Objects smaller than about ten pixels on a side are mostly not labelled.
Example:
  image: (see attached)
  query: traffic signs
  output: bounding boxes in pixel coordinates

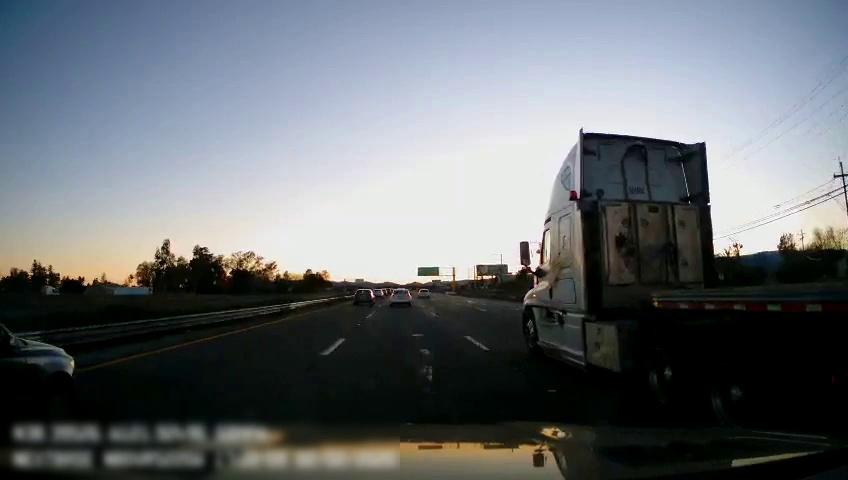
[416,266,439,277]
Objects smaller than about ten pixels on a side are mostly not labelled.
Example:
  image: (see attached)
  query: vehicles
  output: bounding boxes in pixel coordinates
[519,124,848,440]
[373,289,384,298]
[353,289,375,304]
[0,321,75,427]
[389,289,412,307]
[417,288,431,299]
